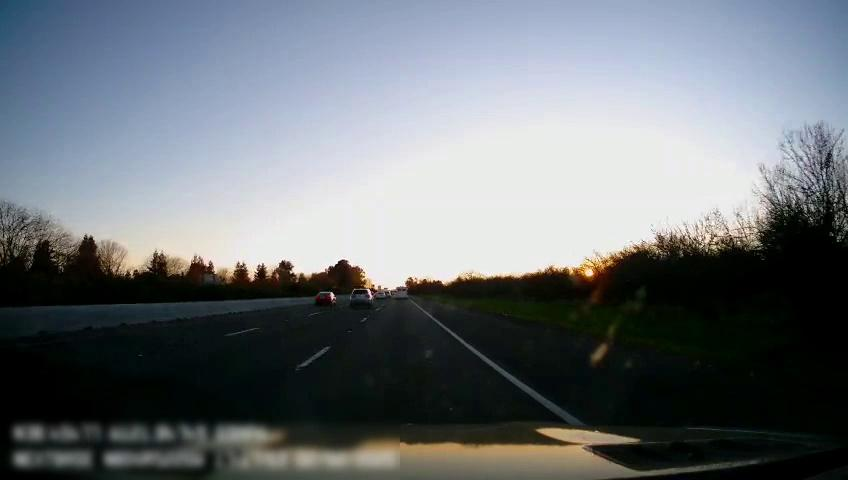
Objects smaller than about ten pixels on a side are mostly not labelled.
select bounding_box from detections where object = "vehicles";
[375,291,386,301]
[349,288,374,309]
[395,286,409,300]
[314,291,337,308]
